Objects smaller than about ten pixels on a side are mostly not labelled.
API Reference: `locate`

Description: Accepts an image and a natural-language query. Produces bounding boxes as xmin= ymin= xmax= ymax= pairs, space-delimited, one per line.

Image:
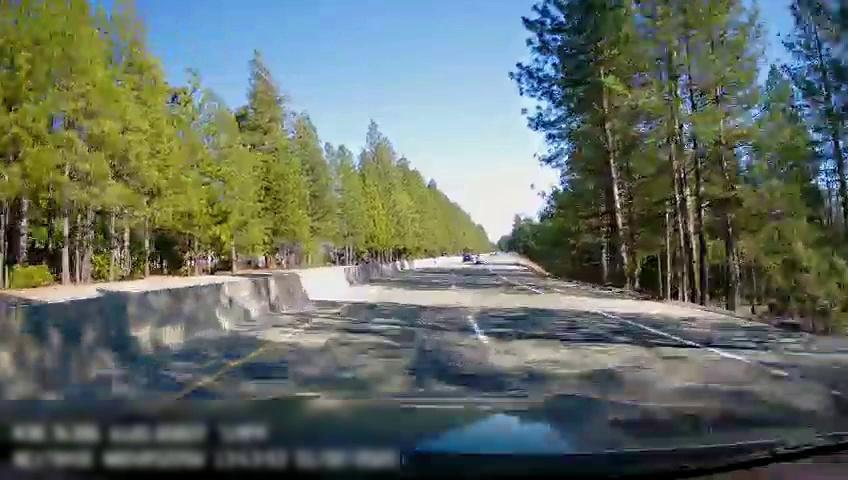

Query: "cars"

xmin=474 ymin=253 xmax=488 ymax=265
xmin=462 ymin=252 xmax=476 ymax=264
